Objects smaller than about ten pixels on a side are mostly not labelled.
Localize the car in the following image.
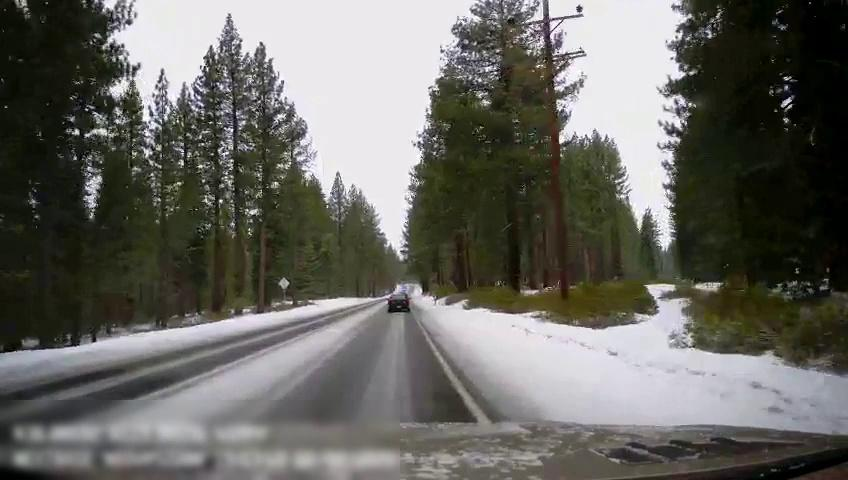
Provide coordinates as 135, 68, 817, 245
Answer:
387, 292, 411, 313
